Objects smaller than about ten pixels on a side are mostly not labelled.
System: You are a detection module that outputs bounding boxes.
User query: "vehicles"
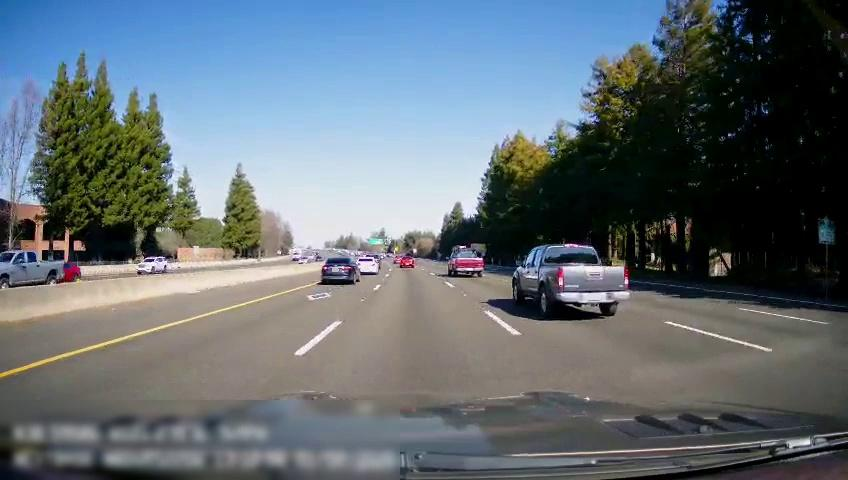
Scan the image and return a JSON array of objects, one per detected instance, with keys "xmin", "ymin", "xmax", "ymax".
[
  {"xmin": 399, "ymin": 256, "xmax": 415, "ymax": 269},
  {"xmin": 511, "ymin": 243, "xmax": 634, "ymax": 319},
  {"xmin": 445, "ymin": 244, "xmax": 485, "ymax": 278},
  {"xmin": 364, "ymin": 254, "xmax": 382, "ymax": 270},
  {"xmin": 320, "ymin": 256, "xmax": 361, "ymax": 286},
  {"xmin": 0, "ymin": 248, "xmax": 65, "ymax": 290},
  {"xmin": 135, "ymin": 256, "xmax": 169, "ymax": 275},
  {"xmin": 355, "ymin": 257, "xmax": 379, "ymax": 276},
  {"xmin": 53, "ymin": 262, "xmax": 82, "ymax": 284}
]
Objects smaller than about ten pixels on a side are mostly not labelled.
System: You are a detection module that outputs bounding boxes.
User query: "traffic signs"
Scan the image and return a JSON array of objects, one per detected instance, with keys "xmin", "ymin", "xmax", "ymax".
[
  {"xmin": 470, "ymin": 243, "xmax": 486, "ymax": 254},
  {"xmin": 367, "ymin": 238, "xmax": 384, "ymax": 245}
]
